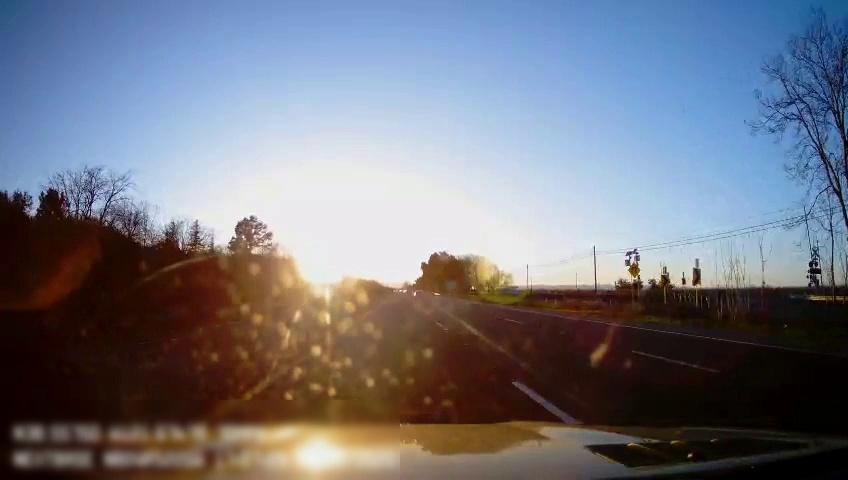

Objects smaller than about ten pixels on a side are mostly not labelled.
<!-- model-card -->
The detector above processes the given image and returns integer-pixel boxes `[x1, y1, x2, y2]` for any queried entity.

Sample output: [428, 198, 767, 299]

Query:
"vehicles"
[413, 290, 424, 299]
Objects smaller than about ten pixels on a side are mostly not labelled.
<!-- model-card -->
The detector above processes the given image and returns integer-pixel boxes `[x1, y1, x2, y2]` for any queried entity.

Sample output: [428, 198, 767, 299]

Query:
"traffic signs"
[628, 262, 640, 278]
[659, 274, 671, 288]
[692, 267, 702, 286]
